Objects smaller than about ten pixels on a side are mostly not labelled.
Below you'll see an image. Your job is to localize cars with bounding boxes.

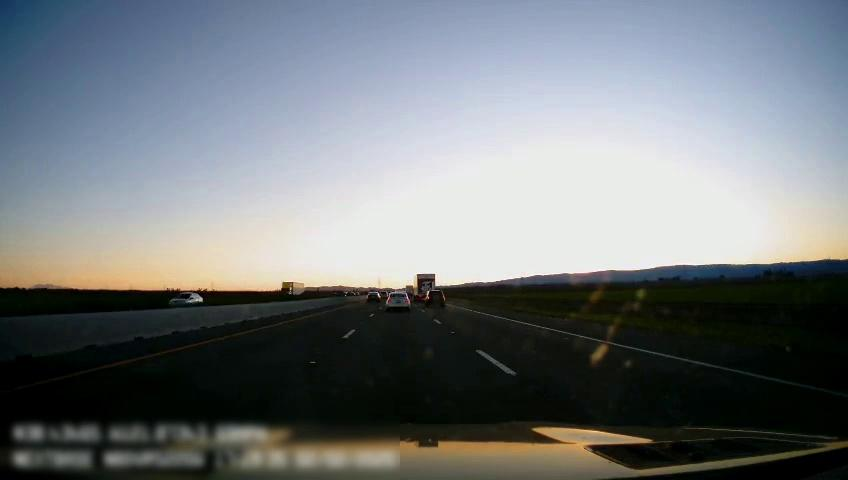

[386,291,411,311]
[366,291,381,304]
[169,291,203,305]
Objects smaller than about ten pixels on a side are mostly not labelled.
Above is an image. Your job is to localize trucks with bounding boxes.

[405,285,413,297]
[413,273,436,303]
[280,281,305,296]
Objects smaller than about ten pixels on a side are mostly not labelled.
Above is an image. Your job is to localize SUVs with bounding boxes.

[424,289,446,308]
